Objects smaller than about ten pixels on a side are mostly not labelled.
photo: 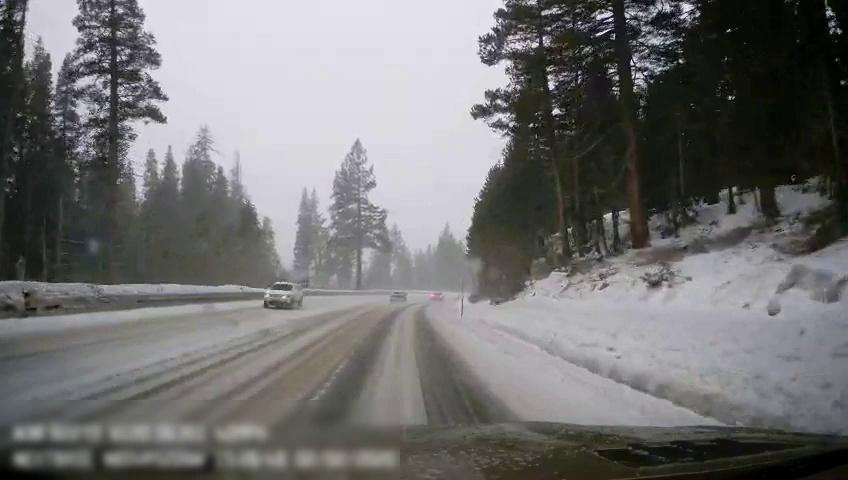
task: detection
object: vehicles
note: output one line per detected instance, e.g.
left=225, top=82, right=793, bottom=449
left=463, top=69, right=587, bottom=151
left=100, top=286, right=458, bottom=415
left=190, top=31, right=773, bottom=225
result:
left=262, top=281, right=304, bottom=310
left=389, top=290, right=408, bottom=303
left=430, top=291, right=444, bottom=301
